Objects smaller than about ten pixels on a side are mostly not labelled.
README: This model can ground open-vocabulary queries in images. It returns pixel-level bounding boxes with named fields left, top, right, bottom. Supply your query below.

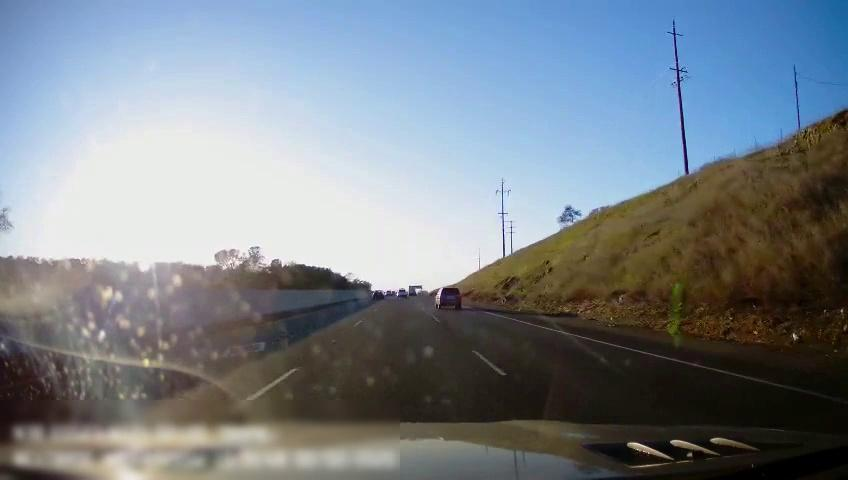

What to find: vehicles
left=435, top=287, right=462, bottom=309
left=397, top=289, right=408, bottom=298
left=408, top=285, right=416, bottom=296
left=372, top=291, right=384, bottom=301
